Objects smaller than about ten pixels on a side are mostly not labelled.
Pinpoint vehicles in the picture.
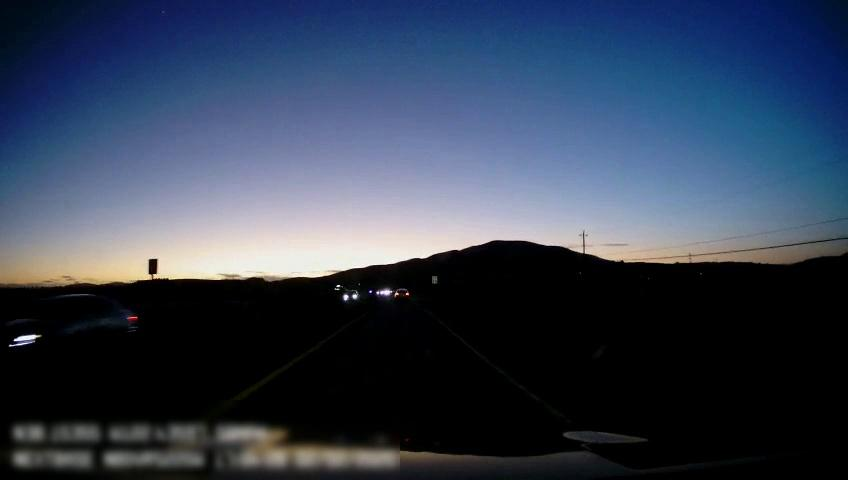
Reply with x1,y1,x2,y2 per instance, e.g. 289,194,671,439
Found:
341,289,361,303
394,288,410,301
0,293,140,358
